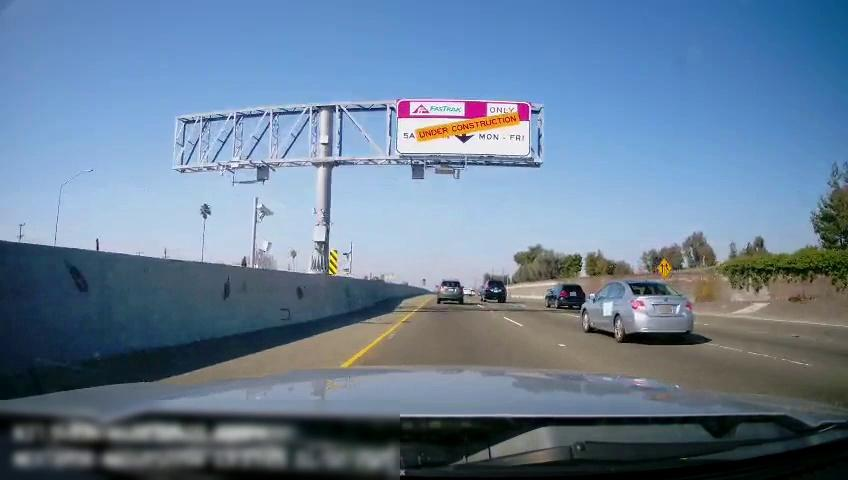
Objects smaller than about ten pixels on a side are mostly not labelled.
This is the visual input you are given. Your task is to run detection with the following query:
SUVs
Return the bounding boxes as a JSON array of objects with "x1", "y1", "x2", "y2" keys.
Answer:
[
  {"x1": 479, "y1": 280, "x2": 507, "y2": 303},
  {"x1": 544, "y1": 284, "x2": 586, "y2": 310},
  {"x1": 435, "y1": 280, "x2": 464, "y2": 305}
]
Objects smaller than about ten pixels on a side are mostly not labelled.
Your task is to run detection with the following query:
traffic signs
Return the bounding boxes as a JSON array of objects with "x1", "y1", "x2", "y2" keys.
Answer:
[
  {"x1": 329, "y1": 248, "x2": 338, "y2": 273},
  {"x1": 657, "y1": 258, "x2": 672, "y2": 279}
]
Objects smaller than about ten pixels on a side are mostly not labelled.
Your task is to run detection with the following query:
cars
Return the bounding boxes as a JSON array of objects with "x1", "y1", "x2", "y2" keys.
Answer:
[{"x1": 580, "y1": 278, "x2": 694, "y2": 347}]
